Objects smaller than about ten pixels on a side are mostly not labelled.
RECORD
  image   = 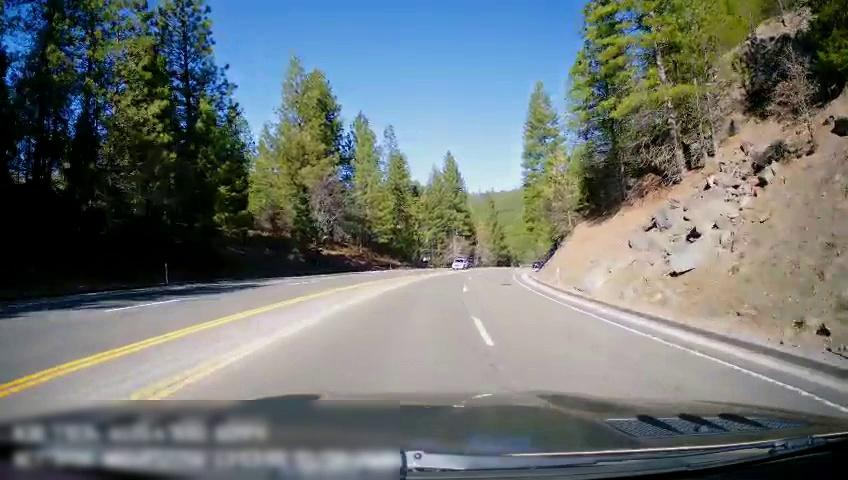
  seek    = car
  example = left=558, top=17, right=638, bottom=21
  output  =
left=451, top=258, right=469, bottom=271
